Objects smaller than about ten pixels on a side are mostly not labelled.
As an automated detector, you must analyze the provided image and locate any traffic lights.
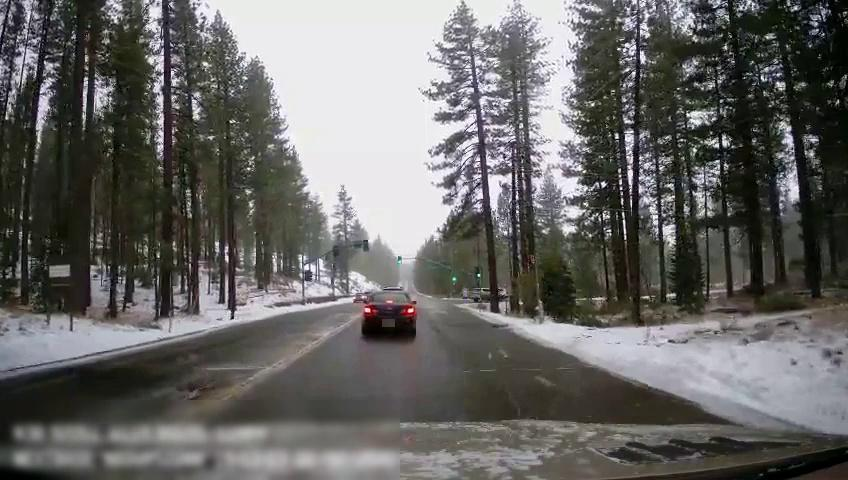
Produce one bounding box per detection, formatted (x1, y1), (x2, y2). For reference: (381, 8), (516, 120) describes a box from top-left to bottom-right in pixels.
(363, 239), (369, 251)
(333, 244), (341, 256)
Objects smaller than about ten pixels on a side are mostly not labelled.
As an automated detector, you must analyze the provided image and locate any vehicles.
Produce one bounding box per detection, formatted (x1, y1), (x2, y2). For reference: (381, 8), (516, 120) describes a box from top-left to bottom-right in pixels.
(361, 290), (417, 339)
(469, 287), (491, 303)
(351, 292), (369, 304)
(496, 288), (507, 302)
